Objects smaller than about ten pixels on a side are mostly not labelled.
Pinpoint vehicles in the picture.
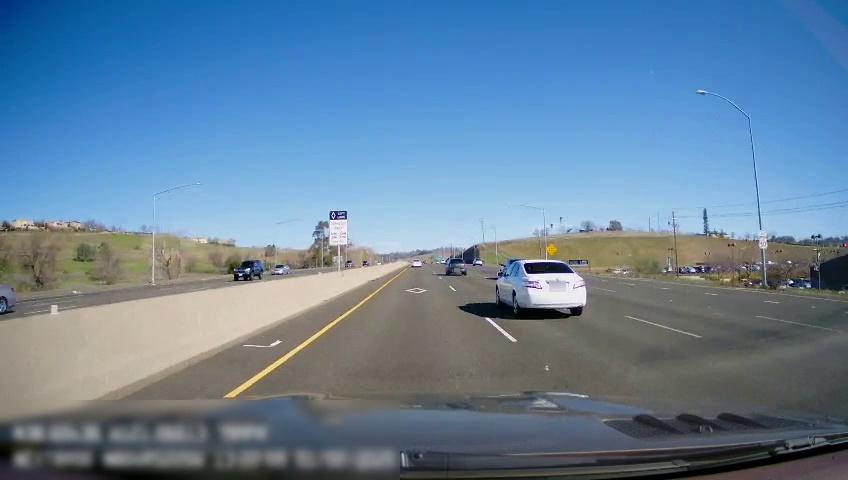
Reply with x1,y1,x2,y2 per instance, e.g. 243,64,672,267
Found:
233,260,264,281
495,260,587,316
271,264,289,275
472,257,483,266
445,258,466,275
497,258,517,272
0,285,17,316
411,258,422,267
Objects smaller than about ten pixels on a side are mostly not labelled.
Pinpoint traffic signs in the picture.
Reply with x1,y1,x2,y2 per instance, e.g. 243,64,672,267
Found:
544,242,558,257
